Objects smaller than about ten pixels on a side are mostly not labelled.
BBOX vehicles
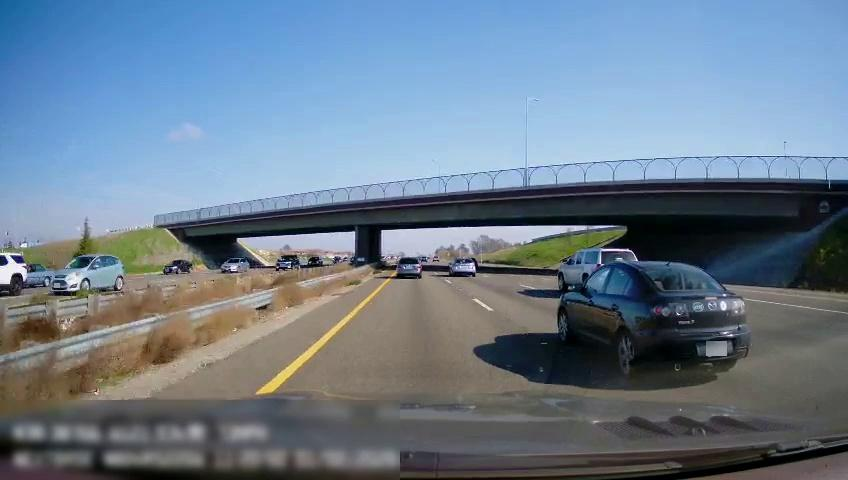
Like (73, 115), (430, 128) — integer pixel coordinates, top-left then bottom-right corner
(21, 263), (57, 289)
(161, 259), (194, 275)
(556, 247), (638, 293)
(50, 253), (126, 297)
(556, 260), (750, 380)
(395, 256), (422, 279)
(220, 257), (250, 274)
(0, 253), (29, 297)
(275, 254), (302, 272)
(448, 257), (476, 277)
(467, 257), (479, 271)
(306, 256), (324, 268)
